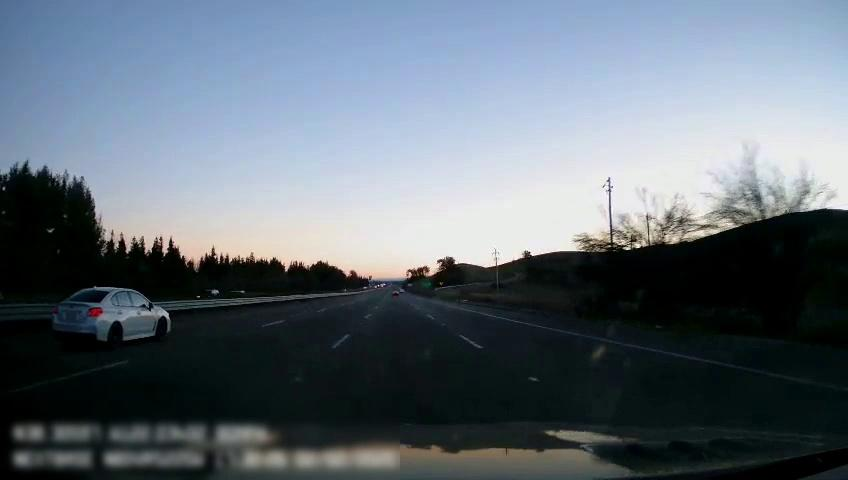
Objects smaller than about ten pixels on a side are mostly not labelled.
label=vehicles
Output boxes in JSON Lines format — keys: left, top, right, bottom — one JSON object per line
{"left": 50, "top": 288, "right": 172, "bottom": 351}
{"left": 201, "top": 289, "right": 221, "bottom": 300}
